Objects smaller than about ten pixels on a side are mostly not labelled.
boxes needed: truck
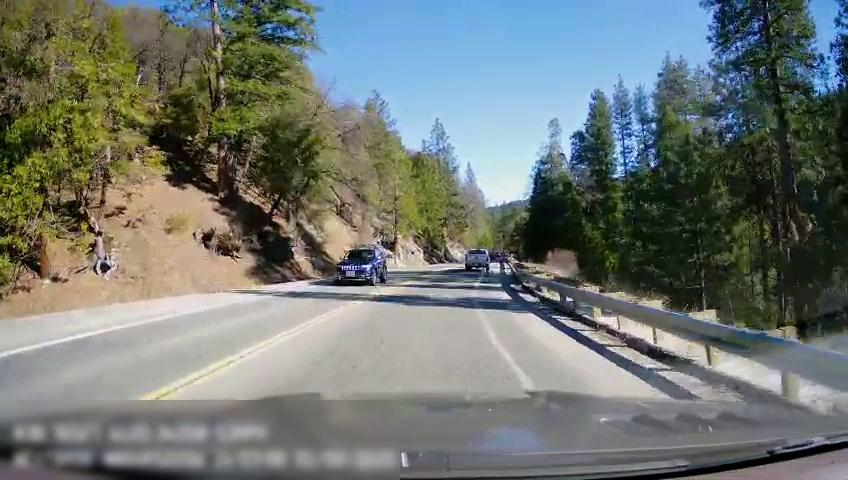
[464,248,491,272]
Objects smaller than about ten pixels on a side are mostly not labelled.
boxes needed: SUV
[333,247,389,287]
